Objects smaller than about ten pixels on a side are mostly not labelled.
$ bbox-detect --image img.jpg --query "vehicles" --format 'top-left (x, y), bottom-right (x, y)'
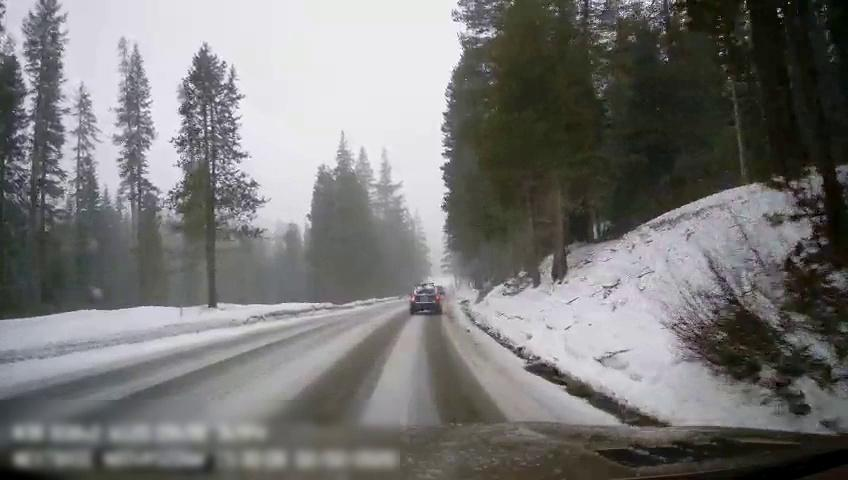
top-left (409, 283), bottom-right (444, 316)
top-left (434, 285), bottom-right (446, 295)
